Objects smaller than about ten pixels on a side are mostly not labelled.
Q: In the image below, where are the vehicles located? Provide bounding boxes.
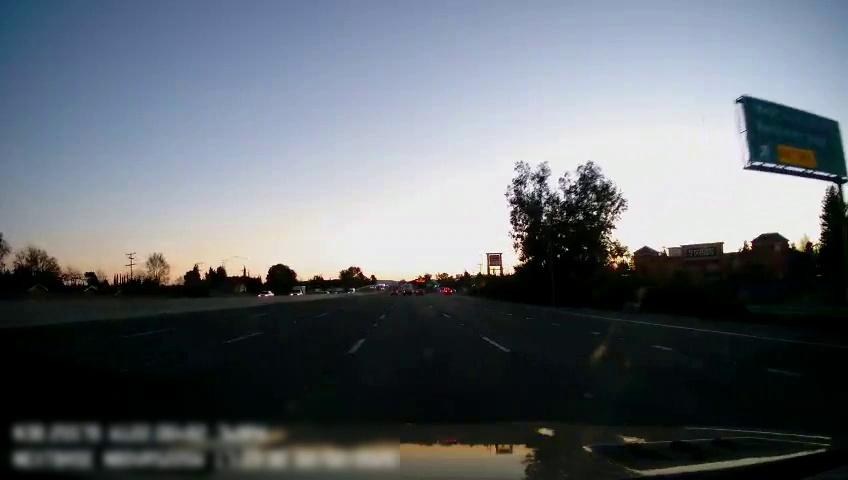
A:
[258,291,274,297]
[402,284,412,296]
[290,286,306,297]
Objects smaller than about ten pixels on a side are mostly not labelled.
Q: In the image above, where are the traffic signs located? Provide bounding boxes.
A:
[743,96,848,177]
